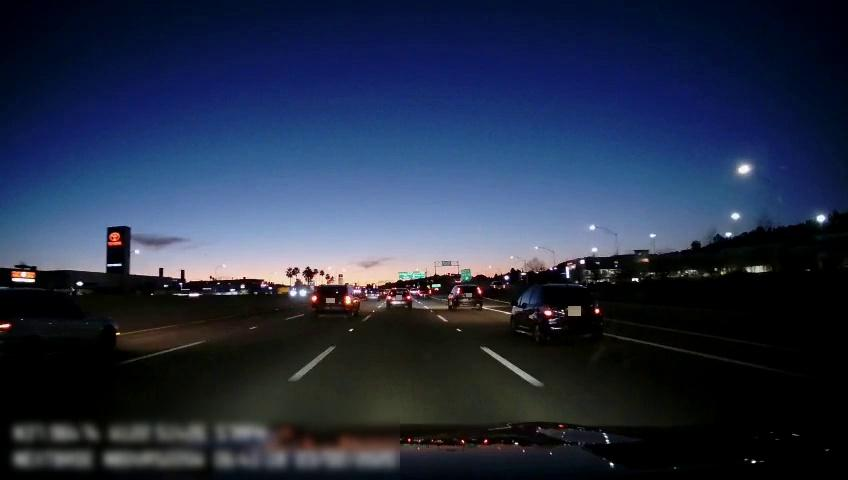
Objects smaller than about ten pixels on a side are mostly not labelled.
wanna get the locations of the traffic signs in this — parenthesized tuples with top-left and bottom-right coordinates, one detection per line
(399, 272, 426, 279)
(337, 273, 343, 284)
(461, 268, 472, 281)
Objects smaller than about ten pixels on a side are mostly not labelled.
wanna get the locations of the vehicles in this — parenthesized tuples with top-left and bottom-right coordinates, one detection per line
(0, 287, 122, 371)
(310, 284, 360, 323)
(509, 283, 602, 347)
(448, 285, 483, 312)
(417, 287, 432, 299)
(365, 288, 381, 302)
(386, 287, 413, 311)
